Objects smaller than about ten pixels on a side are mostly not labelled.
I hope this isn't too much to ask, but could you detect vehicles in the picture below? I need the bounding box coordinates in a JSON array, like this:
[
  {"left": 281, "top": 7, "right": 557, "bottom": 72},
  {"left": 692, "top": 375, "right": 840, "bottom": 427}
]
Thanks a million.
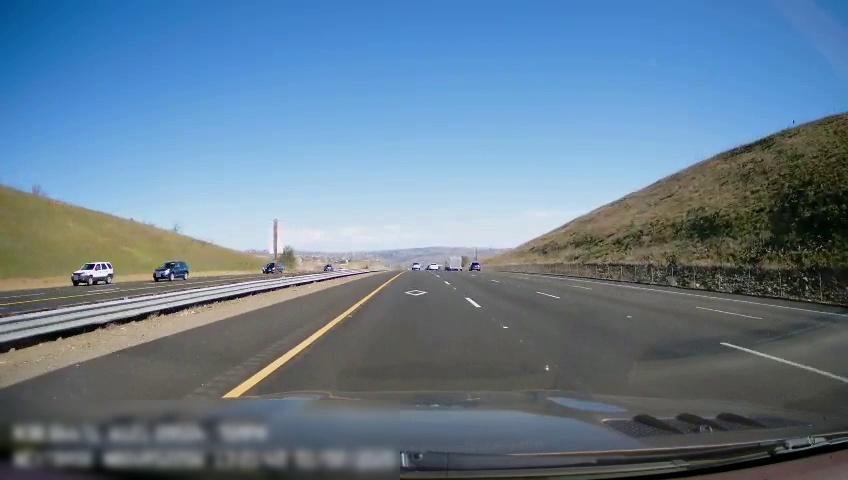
[
  {"left": 467, "top": 261, "right": 481, "bottom": 271},
  {"left": 70, "top": 262, "right": 114, "bottom": 286},
  {"left": 449, "top": 256, "right": 462, "bottom": 271},
  {"left": 262, "top": 262, "right": 283, "bottom": 273},
  {"left": 153, "top": 262, "right": 189, "bottom": 282},
  {"left": 427, "top": 262, "right": 438, "bottom": 270}
]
